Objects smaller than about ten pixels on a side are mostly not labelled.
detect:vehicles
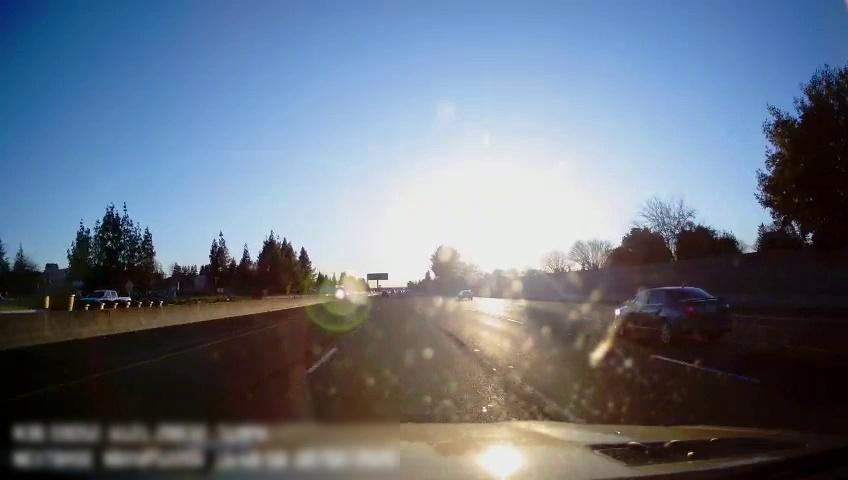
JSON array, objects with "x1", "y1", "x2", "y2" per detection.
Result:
[
  {"x1": 616, "y1": 286, "x2": 732, "y2": 350},
  {"x1": 75, "y1": 290, "x2": 131, "y2": 310},
  {"x1": 458, "y1": 290, "x2": 473, "y2": 301}
]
